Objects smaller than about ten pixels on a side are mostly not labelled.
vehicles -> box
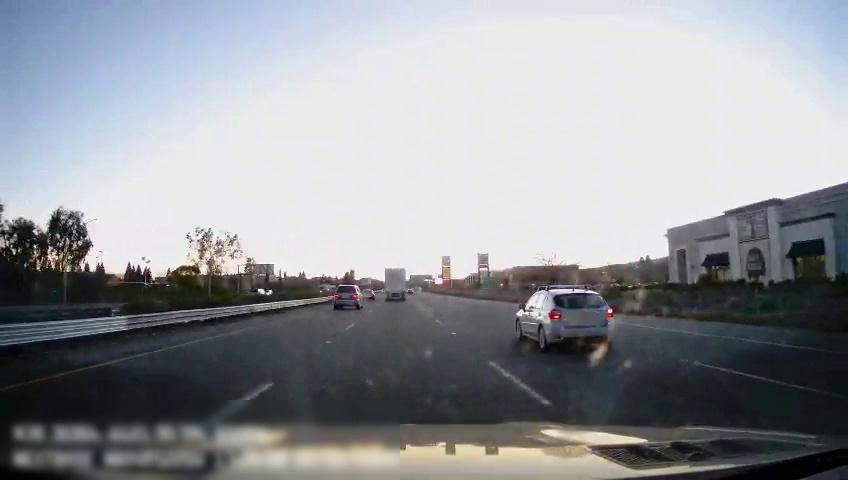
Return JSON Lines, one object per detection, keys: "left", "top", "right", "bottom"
{"left": 513, "top": 289, "right": 617, "bottom": 353}
{"left": 385, "top": 268, "right": 406, "bottom": 301}
{"left": 333, "top": 285, "right": 364, "bottom": 311}
{"left": 362, "top": 289, "right": 375, "bottom": 301}
{"left": 265, "top": 289, "right": 274, "bottom": 296}
{"left": 247, "top": 288, "right": 266, "bottom": 296}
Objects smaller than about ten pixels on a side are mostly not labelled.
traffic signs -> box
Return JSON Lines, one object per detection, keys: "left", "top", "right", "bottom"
{"left": 410, "top": 275, "right": 434, "bottom": 281}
